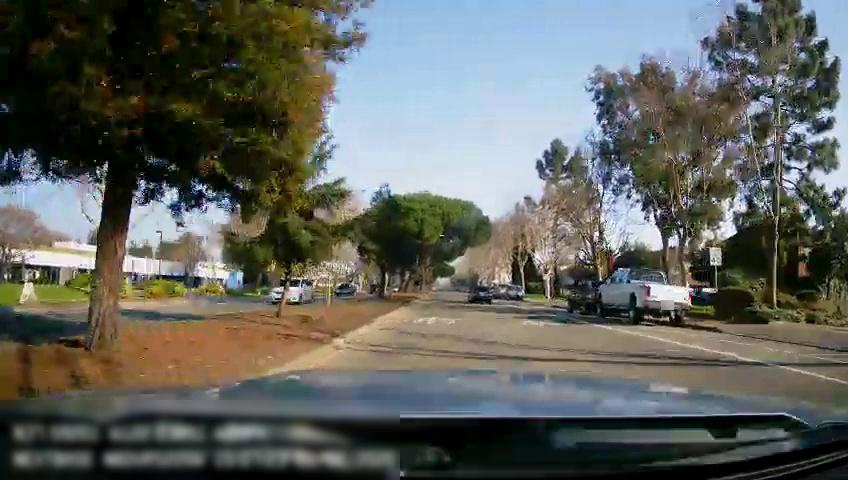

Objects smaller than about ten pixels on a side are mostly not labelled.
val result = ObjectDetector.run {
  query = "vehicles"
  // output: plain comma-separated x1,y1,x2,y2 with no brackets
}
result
503,284,524,301
334,283,357,297
271,276,315,305
468,287,493,303
595,266,693,327
492,284,508,299
566,279,603,315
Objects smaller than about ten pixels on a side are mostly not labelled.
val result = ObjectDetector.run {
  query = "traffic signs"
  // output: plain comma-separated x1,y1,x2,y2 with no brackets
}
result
709,247,722,266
